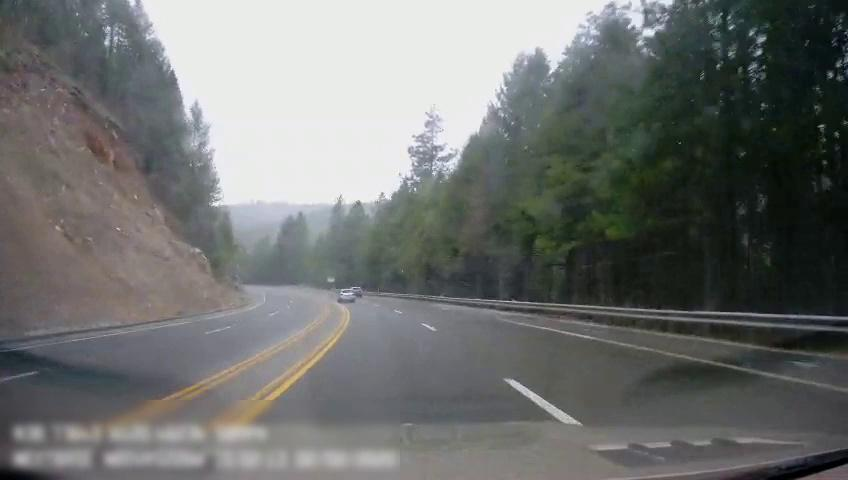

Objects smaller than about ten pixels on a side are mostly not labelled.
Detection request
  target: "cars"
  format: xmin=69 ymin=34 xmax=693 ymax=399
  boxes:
xmin=351 ymin=286 xmax=364 ymax=298
xmin=337 ymin=288 xmax=356 ymax=304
